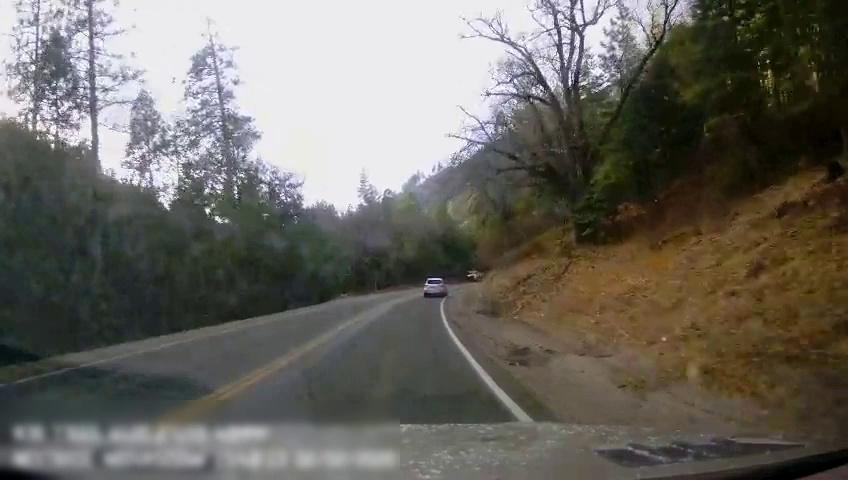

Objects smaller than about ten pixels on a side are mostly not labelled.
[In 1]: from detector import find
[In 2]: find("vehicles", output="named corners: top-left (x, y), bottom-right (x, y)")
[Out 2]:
top-left (466, 269), bottom-right (485, 283)
top-left (423, 277), bottom-right (448, 298)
